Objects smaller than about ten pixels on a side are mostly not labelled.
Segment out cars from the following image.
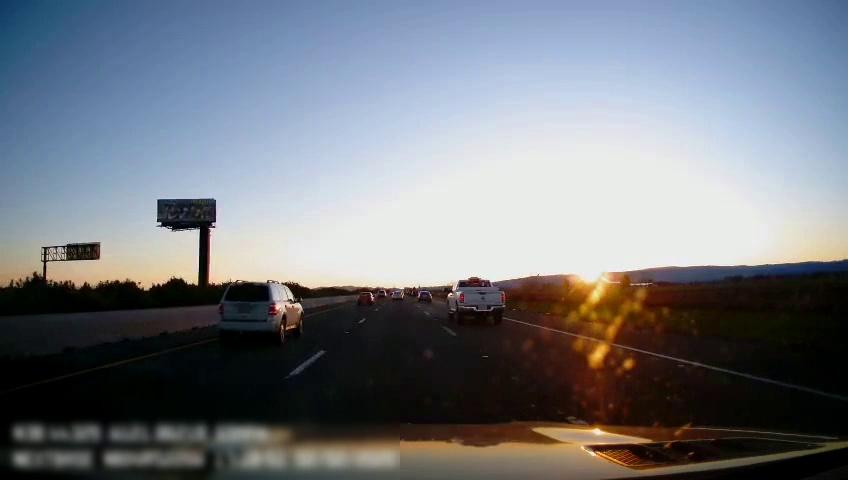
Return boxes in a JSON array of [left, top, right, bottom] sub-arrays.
[[417, 290, 433, 304], [357, 291, 375, 306], [391, 290, 404, 301]]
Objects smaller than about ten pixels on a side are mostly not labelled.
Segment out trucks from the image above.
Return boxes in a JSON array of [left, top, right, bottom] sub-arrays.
[[443, 276, 507, 326]]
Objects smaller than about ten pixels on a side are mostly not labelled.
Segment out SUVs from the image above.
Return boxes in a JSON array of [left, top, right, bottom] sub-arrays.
[[214, 278, 305, 344]]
